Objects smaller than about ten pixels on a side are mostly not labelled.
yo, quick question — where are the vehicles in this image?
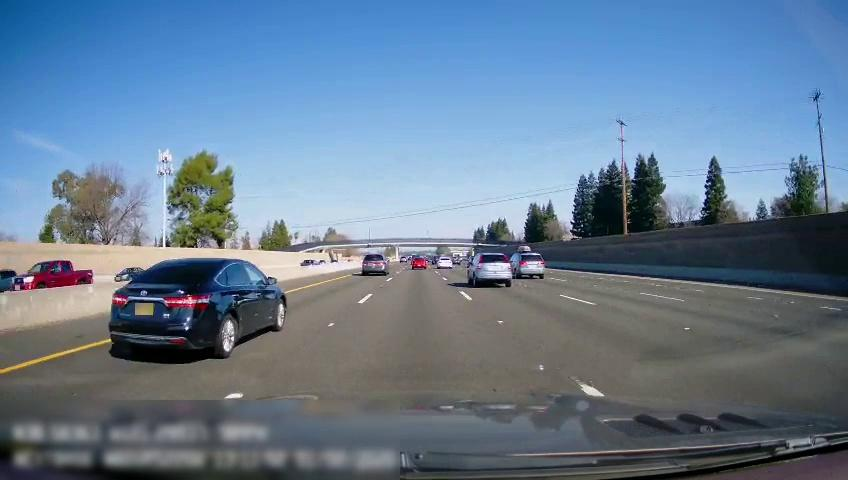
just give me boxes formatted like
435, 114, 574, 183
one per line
299, 259, 319, 267
0, 268, 19, 293
411, 257, 428, 270
113, 266, 147, 283
435, 256, 453, 270
506, 245, 546, 280
108, 258, 289, 360
467, 256, 476, 268
466, 252, 513, 288
10, 259, 94, 292
361, 253, 390, 277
